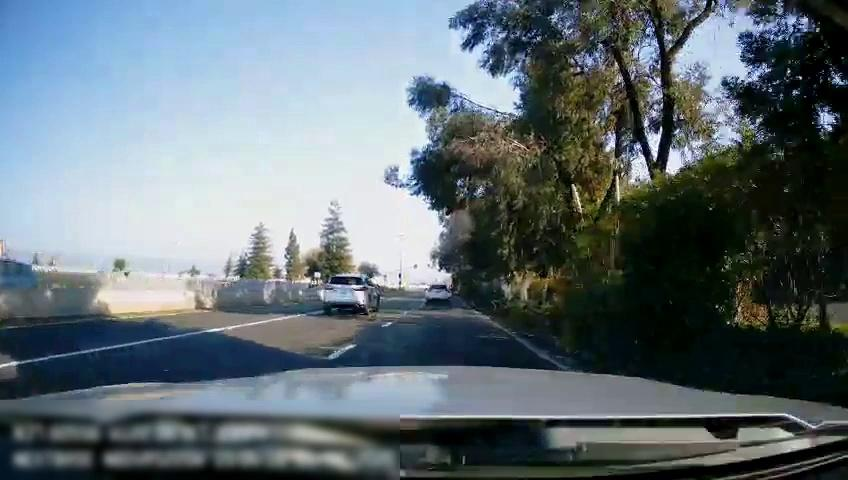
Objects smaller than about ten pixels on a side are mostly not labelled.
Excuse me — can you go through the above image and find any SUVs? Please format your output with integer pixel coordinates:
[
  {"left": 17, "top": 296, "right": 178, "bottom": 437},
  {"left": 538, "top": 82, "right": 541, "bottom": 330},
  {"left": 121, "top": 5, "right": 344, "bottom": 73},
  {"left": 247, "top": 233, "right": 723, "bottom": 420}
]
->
[
  {"left": 424, "top": 284, "right": 451, "bottom": 305},
  {"left": 320, "top": 274, "right": 381, "bottom": 316}
]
